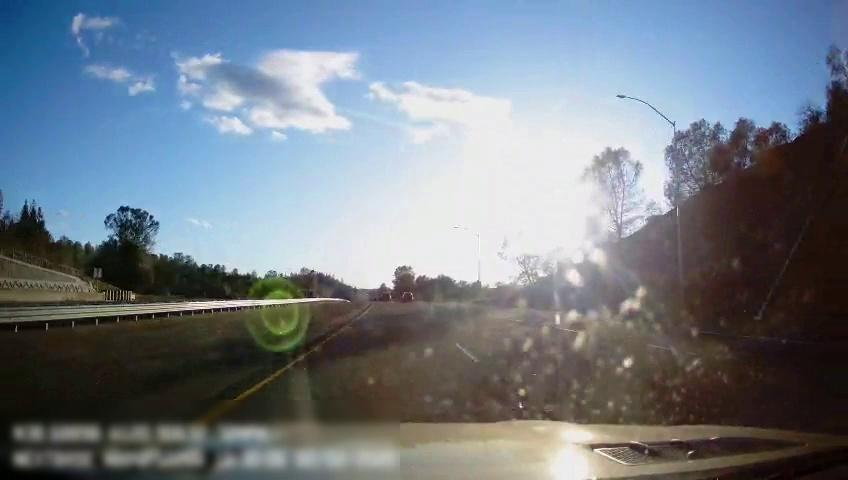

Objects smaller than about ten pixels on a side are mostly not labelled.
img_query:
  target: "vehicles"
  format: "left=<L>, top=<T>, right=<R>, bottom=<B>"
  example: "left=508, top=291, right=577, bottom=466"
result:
left=379, top=293, right=390, bottom=302
left=401, top=292, right=414, bottom=303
